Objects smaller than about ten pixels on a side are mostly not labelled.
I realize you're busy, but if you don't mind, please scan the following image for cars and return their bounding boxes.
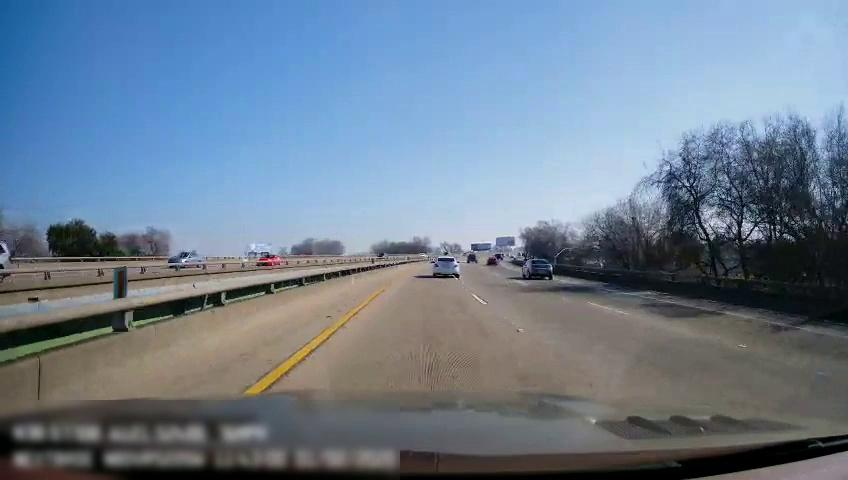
[431,255,461,278]
[520,258,554,280]
[486,257,498,265]
[167,249,209,267]
[256,255,282,266]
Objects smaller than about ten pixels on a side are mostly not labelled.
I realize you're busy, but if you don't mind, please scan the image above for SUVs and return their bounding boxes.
[0,240,12,273]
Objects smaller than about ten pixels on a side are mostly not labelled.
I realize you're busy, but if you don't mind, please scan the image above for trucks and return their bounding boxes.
[467,253,478,263]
